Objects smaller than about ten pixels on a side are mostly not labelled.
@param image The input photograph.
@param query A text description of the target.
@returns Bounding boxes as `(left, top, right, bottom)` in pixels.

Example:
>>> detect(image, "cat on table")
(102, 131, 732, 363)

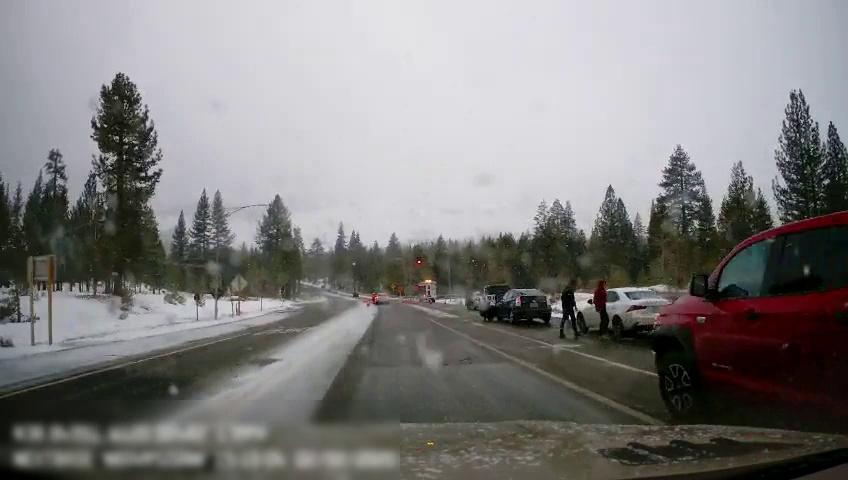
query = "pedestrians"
(593, 279, 609, 340)
(478, 304, 497, 321)
(559, 278, 583, 340)
(371, 292, 377, 304)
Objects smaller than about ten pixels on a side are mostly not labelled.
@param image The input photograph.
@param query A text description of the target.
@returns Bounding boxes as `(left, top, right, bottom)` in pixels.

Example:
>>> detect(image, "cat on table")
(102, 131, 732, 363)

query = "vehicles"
(495, 288, 552, 325)
(376, 292, 390, 304)
(466, 290, 481, 308)
(414, 280, 436, 302)
(649, 209, 848, 433)
(575, 286, 672, 341)
(478, 283, 509, 310)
